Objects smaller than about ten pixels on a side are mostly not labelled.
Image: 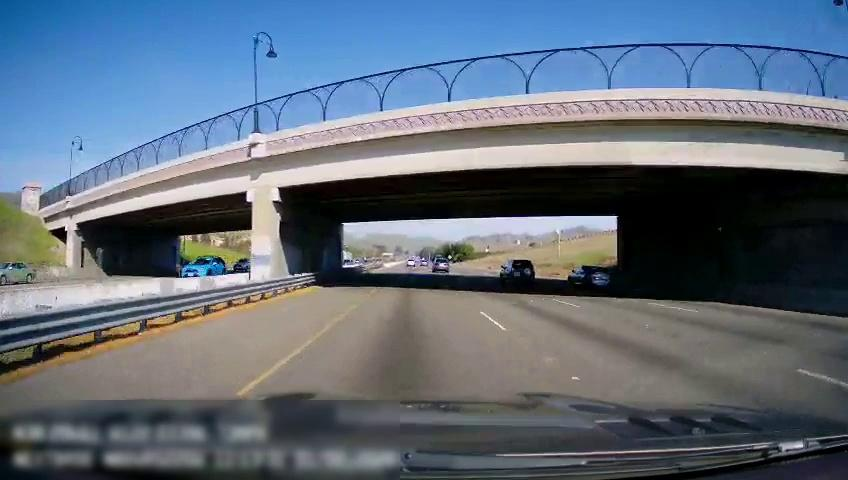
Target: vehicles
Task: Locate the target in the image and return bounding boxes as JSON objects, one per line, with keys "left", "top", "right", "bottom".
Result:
{"left": 433, "top": 254, "right": 443, "bottom": 264}
{"left": 498, "top": 258, "right": 536, "bottom": 283}
{"left": 342, "top": 250, "right": 353, "bottom": 265}
{"left": 180, "top": 255, "right": 227, "bottom": 278}
{"left": 0, "top": 261, "right": 37, "bottom": 286}
{"left": 567, "top": 265, "right": 610, "bottom": 288}
{"left": 233, "top": 257, "right": 251, "bottom": 273}
{"left": 431, "top": 257, "right": 449, "bottom": 272}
